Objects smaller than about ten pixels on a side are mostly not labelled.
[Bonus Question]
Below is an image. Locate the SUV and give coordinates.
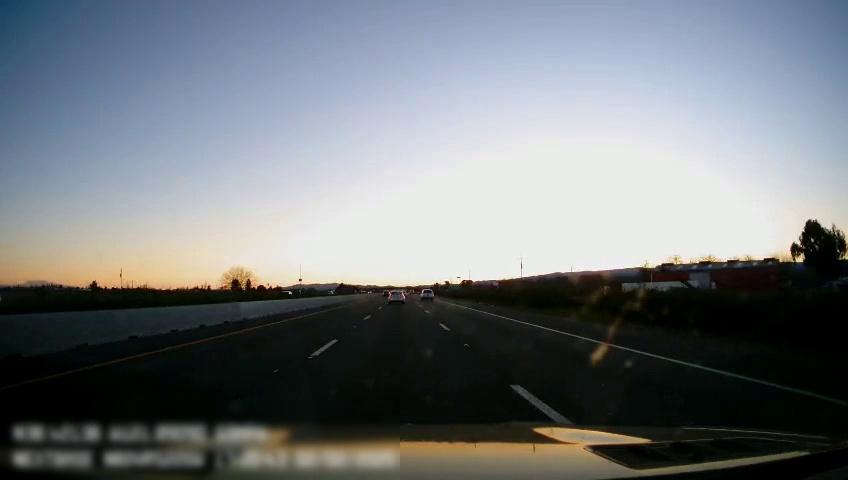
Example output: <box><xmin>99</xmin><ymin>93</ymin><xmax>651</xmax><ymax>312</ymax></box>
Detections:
<box><xmin>420</xmin><ymin>288</ymin><xmax>435</xmax><ymax>301</ymax></box>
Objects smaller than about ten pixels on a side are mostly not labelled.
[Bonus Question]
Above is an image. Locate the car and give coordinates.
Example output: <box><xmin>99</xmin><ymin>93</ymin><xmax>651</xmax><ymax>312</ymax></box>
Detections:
<box><xmin>386</xmin><ymin>289</ymin><xmax>406</xmax><ymax>304</ymax></box>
